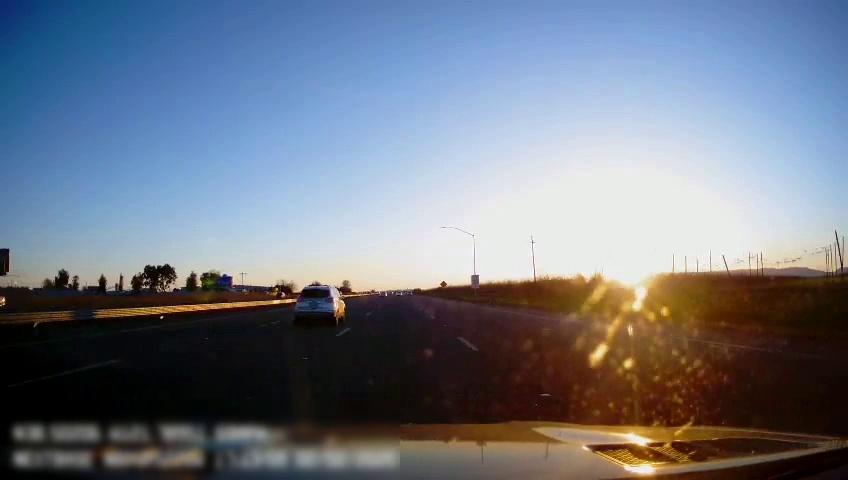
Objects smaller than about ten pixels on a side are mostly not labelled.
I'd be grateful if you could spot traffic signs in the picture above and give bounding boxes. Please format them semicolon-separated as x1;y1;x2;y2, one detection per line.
471;274;479;285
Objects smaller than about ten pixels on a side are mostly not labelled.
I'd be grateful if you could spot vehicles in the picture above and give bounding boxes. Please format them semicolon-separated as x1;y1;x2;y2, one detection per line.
294;286;346;327
0;296;8;312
